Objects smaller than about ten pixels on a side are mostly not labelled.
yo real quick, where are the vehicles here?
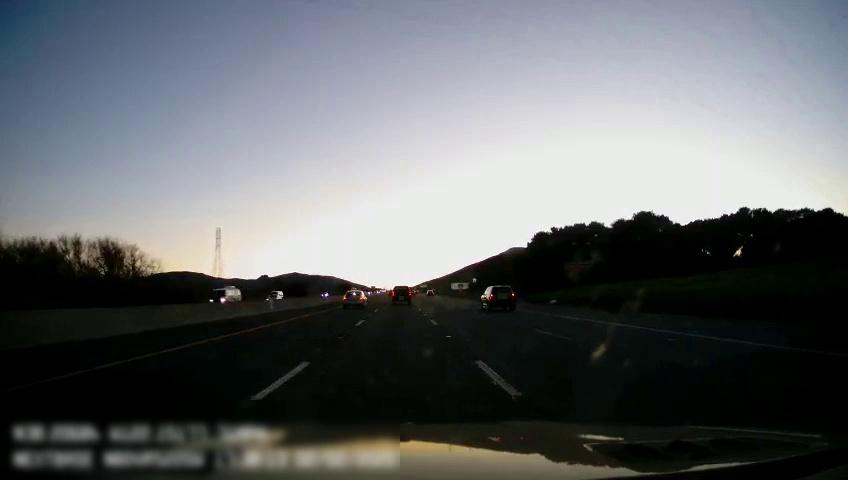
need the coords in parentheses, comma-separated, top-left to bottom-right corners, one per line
(208, 286, 241, 305)
(391, 286, 411, 305)
(265, 294, 283, 302)
(479, 285, 516, 312)
(343, 290, 368, 309)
